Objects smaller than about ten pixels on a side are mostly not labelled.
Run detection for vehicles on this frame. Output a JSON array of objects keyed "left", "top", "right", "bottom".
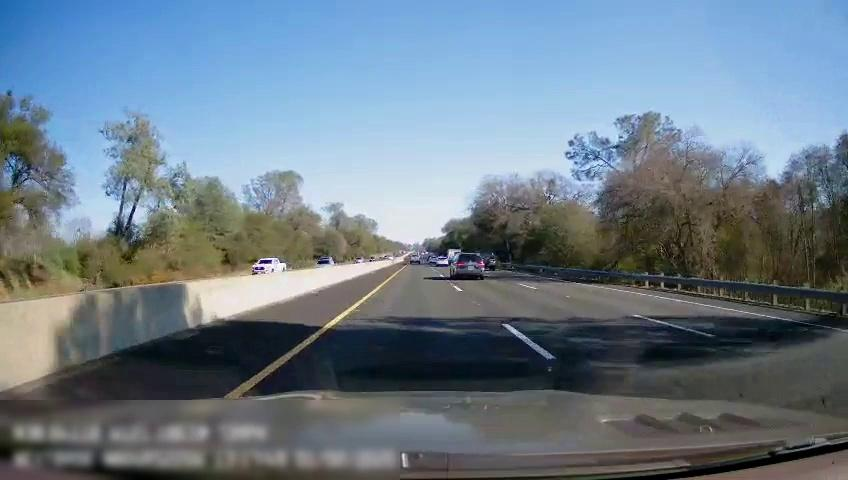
[
  {"left": 476, "top": 252, "right": 496, "bottom": 272},
  {"left": 446, "top": 249, "right": 468, "bottom": 266},
  {"left": 449, "top": 253, "right": 485, "bottom": 281},
  {"left": 435, "top": 256, "right": 449, "bottom": 267},
  {"left": 250, "top": 257, "right": 287, "bottom": 276},
  {"left": 317, "top": 255, "right": 335, "bottom": 268},
  {"left": 409, "top": 253, "right": 421, "bottom": 264}
]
